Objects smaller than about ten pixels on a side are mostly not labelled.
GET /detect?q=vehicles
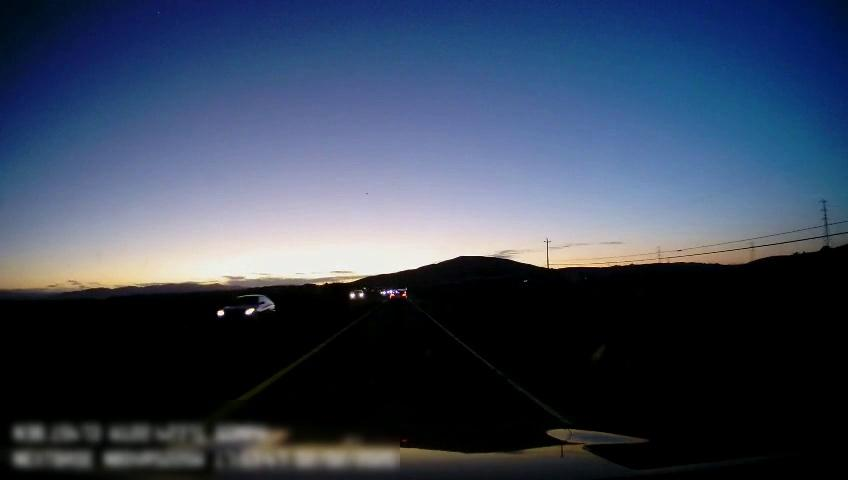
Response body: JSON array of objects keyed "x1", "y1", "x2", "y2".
[
  {"x1": 348, "y1": 289, "x2": 366, "y2": 301},
  {"x1": 389, "y1": 289, "x2": 408, "y2": 303},
  {"x1": 216, "y1": 294, "x2": 276, "y2": 320}
]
